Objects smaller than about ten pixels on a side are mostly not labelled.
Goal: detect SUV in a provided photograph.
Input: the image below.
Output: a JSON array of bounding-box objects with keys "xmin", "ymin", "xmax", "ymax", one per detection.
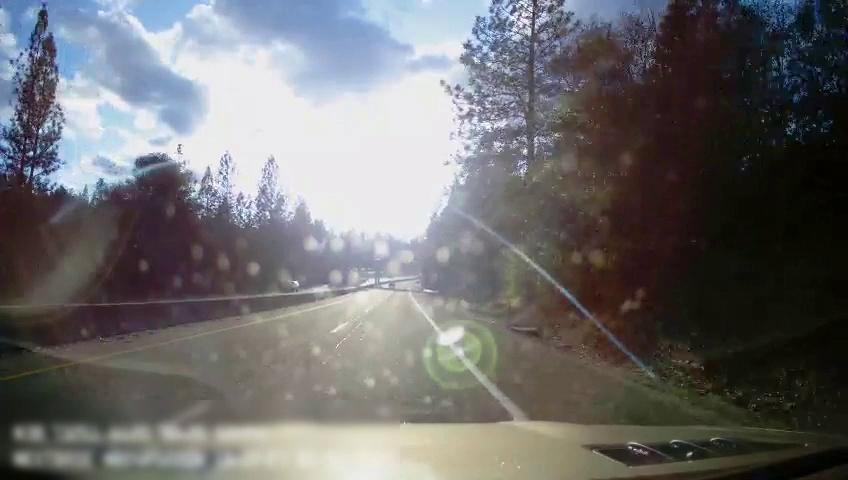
[{"xmin": 281, "ymin": 280, "xmax": 300, "ymax": 293}]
